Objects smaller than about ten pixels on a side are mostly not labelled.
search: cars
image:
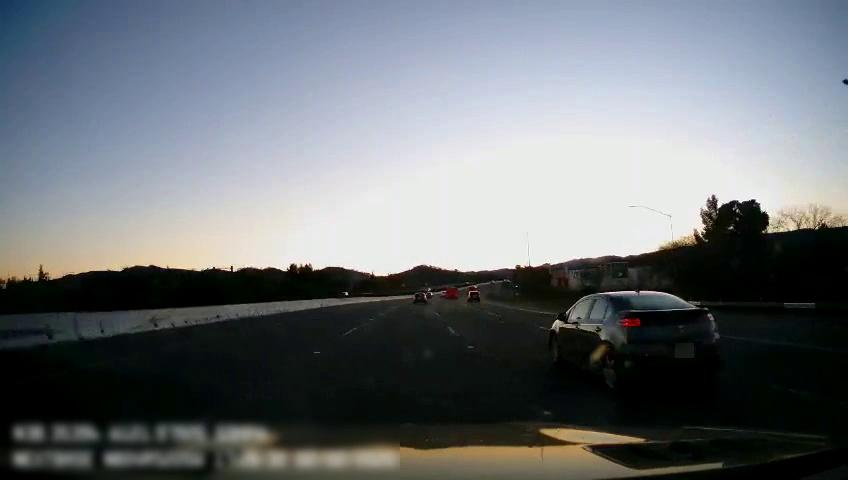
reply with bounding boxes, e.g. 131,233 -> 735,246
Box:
548,290 -> 721,396
413,293 -> 427,304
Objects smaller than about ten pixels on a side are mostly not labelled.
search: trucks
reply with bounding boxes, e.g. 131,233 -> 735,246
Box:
446,287 -> 457,299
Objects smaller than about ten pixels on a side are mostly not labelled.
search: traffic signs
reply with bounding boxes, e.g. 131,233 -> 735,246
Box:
611,261 -> 629,277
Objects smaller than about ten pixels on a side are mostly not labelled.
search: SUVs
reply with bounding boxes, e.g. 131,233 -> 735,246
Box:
467,291 -> 481,303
